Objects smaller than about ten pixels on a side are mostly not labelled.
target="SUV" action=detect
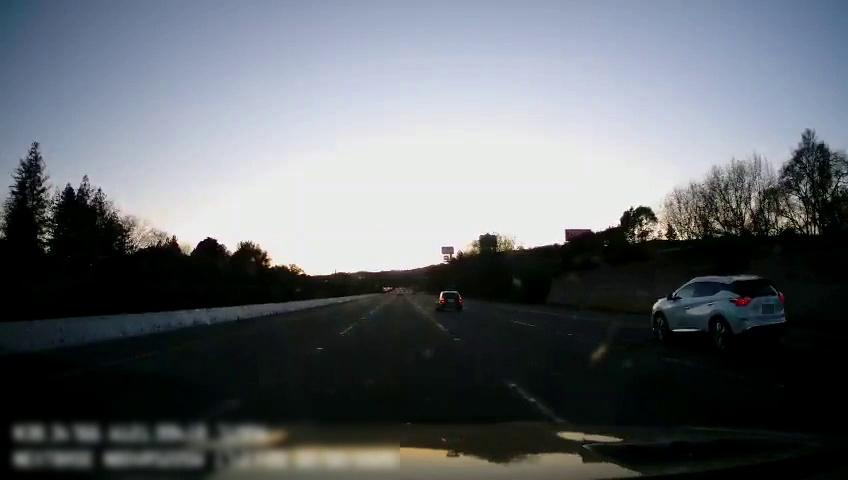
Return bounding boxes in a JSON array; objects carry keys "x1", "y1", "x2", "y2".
[{"x1": 650, "y1": 275, "x2": 788, "y2": 356}]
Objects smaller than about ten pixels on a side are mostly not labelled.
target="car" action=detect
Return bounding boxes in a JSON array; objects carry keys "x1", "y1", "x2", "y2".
[{"x1": 435, "y1": 291, "x2": 463, "y2": 313}]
